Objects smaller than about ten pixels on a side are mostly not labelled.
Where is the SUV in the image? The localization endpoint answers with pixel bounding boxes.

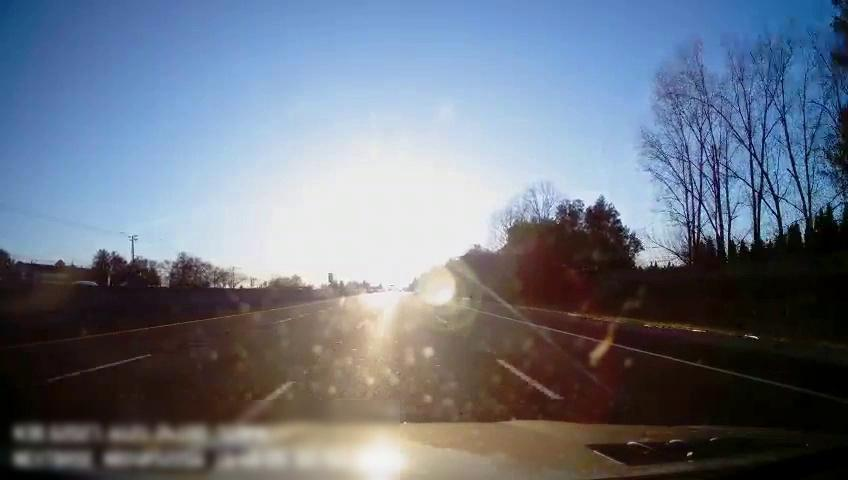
[67,281,100,289]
